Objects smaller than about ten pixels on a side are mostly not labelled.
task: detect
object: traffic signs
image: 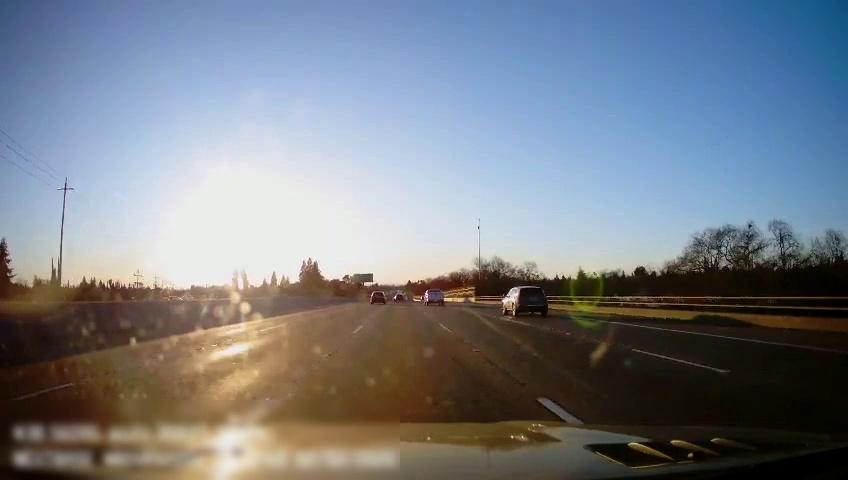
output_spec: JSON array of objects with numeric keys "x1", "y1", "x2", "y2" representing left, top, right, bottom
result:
[{"x1": 353, "y1": 273, "x2": 374, "y2": 283}]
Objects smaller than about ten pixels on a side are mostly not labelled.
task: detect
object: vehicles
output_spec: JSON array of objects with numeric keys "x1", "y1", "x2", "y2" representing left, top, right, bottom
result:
[
  {"x1": 501, "y1": 286, "x2": 549, "y2": 317},
  {"x1": 423, "y1": 289, "x2": 444, "y2": 306},
  {"x1": 393, "y1": 293, "x2": 405, "y2": 302},
  {"x1": 370, "y1": 291, "x2": 386, "y2": 305},
  {"x1": 159, "y1": 295, "x2": 183, "y2": 302}
]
